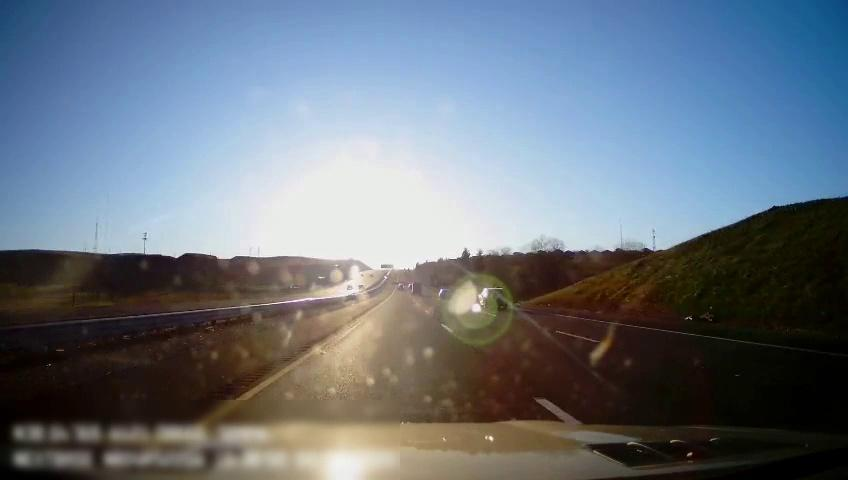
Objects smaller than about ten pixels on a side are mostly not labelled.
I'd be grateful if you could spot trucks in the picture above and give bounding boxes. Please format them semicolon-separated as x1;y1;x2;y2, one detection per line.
411;282;422;297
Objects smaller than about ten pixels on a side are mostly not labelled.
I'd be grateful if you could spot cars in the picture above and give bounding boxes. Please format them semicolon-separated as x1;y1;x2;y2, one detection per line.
479;287;509;311
437;288;452;299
